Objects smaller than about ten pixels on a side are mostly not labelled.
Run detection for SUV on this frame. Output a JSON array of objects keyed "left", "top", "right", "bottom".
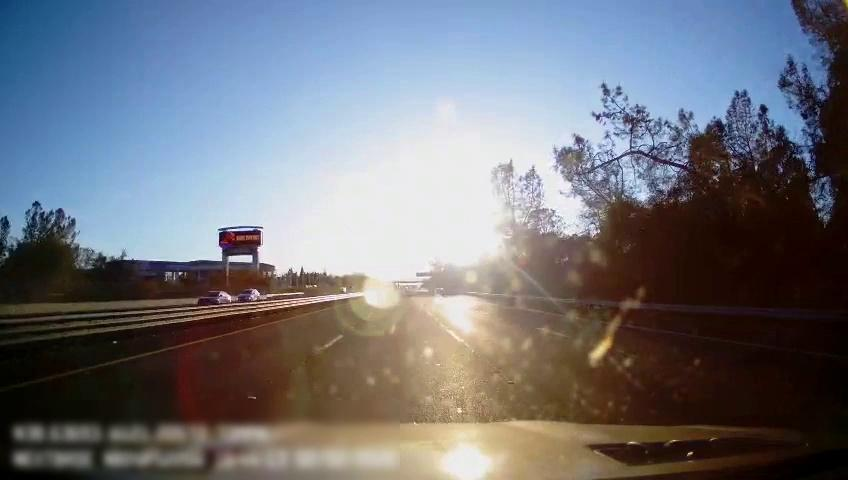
[{"left": 237, "top": 289, "right": 260, "bottom": 303}]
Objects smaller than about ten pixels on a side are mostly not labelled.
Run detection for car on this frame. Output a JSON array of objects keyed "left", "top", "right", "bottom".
[{"left": 197, "top": 290, "right": 232, "bottom": 306}]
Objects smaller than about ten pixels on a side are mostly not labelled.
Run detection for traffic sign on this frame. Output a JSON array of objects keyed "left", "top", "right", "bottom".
[{"left": 416, "top": 272, "right": 432, "bottom": 277}]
